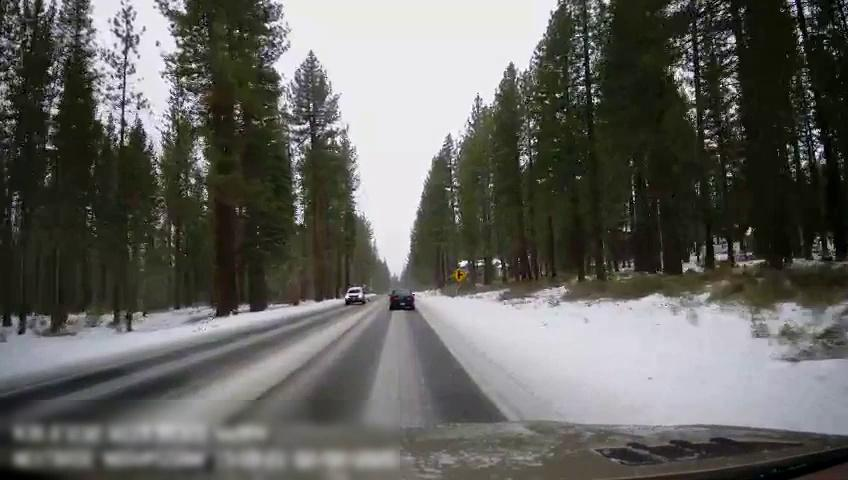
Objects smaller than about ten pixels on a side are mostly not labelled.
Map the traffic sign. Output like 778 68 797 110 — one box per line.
452 268 466 283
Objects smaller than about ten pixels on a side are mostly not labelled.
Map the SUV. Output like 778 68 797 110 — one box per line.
345 287 366 305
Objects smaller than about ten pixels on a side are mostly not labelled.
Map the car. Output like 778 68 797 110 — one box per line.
388 289 415 311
